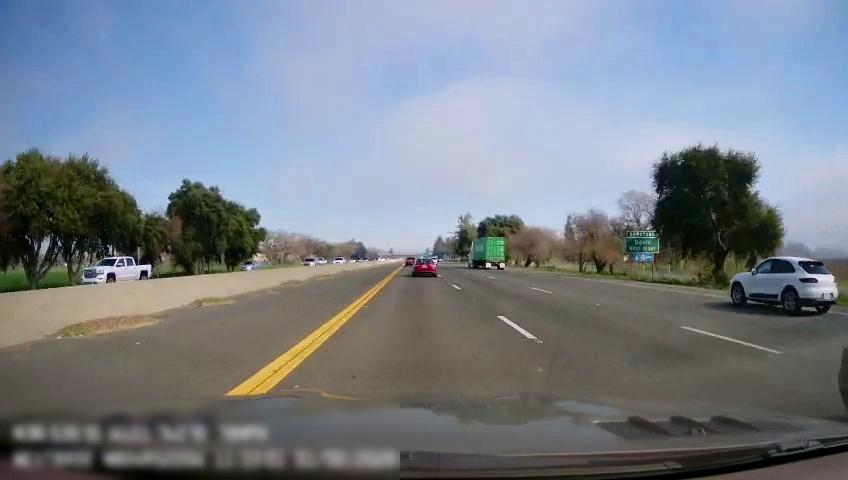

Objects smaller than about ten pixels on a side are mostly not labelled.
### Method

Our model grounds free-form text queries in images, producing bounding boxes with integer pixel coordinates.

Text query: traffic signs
[624,228,662,263]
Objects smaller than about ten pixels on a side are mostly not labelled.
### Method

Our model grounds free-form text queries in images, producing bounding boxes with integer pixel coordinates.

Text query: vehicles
[303,257,320,267]
[239,261,257,272]
[80,256,153,285]
[467,236,506,270]
[727,256,839,317]
[332,256,347,265]
[836,342,848,421]
[411,259,438,277]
